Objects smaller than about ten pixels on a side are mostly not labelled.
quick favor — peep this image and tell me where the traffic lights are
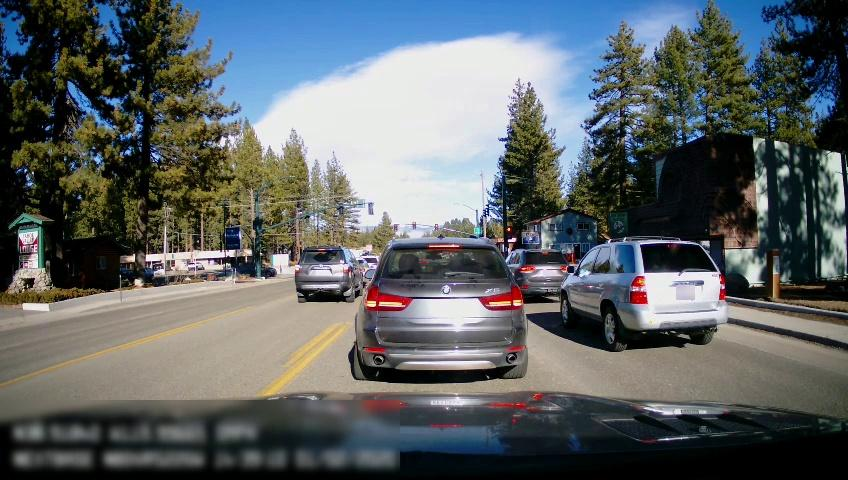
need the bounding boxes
[338,206,343,217]
[484,203,490,217]
[506,225,512,237]
[368,202,374,215]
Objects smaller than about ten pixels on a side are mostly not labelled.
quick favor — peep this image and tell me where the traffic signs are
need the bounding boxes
[472,224,482,236]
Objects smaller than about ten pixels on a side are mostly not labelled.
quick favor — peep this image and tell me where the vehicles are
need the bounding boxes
[354,239,527,379]
[360,254,379,267]
[236,258,276,279]
[219,255,243,267]
[506,248,574,304]
[560,237,729,352]
[295,247,363,302]
[360,260,370,287]
[128,267,155,280]
[184,258,201,268]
